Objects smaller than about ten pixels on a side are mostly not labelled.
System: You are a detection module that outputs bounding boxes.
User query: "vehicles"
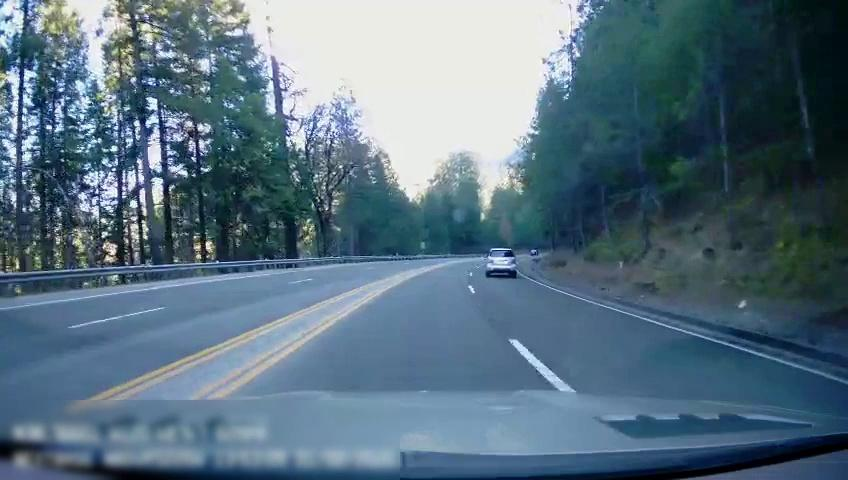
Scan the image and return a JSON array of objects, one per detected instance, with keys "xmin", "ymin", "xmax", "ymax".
[
  {"xmin": 485, "ymin": 247, "xmax": 518, "ymax": 279},
  {"xmin": 529, "ymin": 246, "xmax": 540, "ymax": 257}
]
